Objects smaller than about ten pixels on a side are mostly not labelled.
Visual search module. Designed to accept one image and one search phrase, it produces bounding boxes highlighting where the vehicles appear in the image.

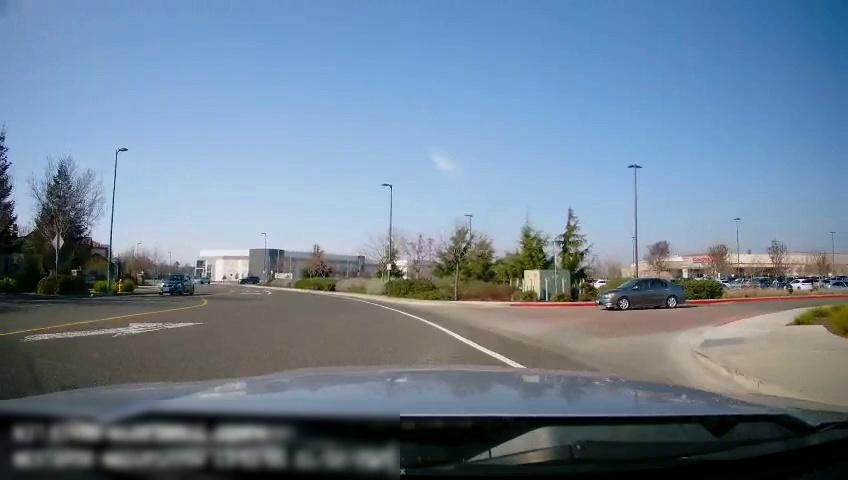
[238,275,262,285]
[199,275,211,285]
[599,277,688,312]
[158,272,195,298]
